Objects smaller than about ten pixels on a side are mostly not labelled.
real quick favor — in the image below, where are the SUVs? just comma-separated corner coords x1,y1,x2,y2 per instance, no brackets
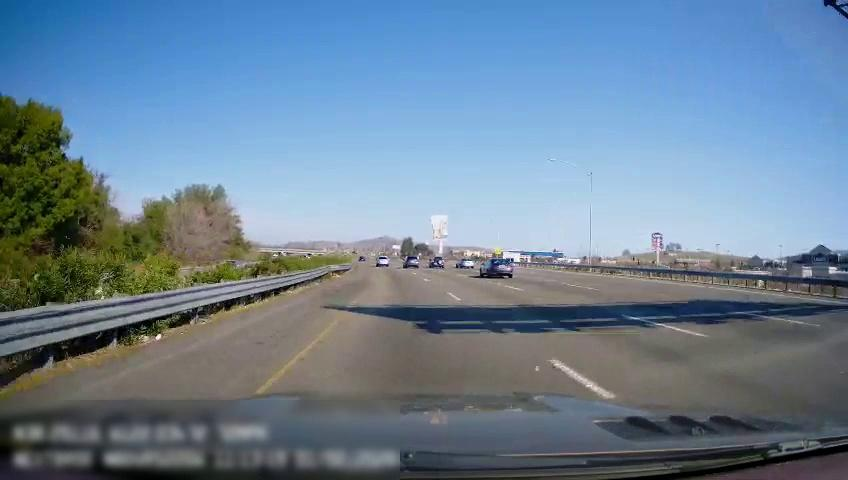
429,256,445,268
402,255,420,269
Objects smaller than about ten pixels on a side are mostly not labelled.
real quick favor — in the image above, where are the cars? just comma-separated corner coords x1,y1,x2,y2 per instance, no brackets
375,254,390,267
481,258,514,278
456,258,474,269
